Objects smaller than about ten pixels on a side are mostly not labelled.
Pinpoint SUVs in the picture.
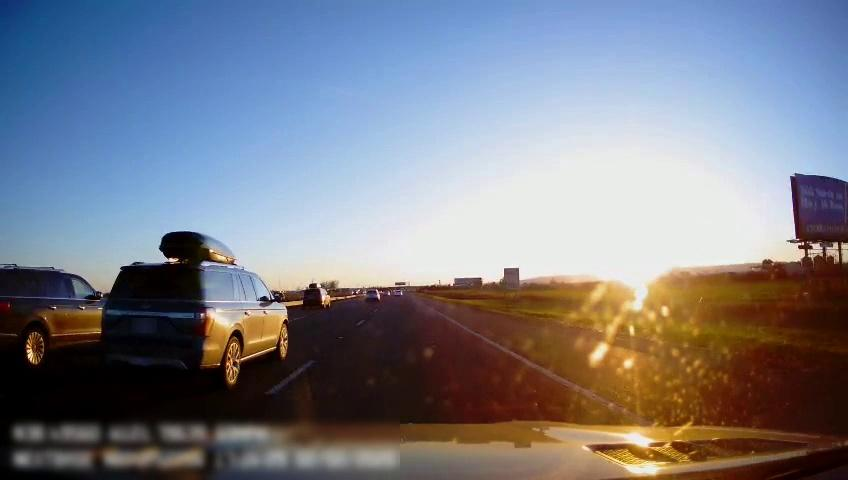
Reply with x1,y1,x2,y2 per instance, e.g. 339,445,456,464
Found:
364,288,381,302
0,263,106,374
301,283,331,311
96,229,290,392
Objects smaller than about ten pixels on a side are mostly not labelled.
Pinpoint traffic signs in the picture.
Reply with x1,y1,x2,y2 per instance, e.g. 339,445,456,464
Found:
503,267,521,290
395,281,406,286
